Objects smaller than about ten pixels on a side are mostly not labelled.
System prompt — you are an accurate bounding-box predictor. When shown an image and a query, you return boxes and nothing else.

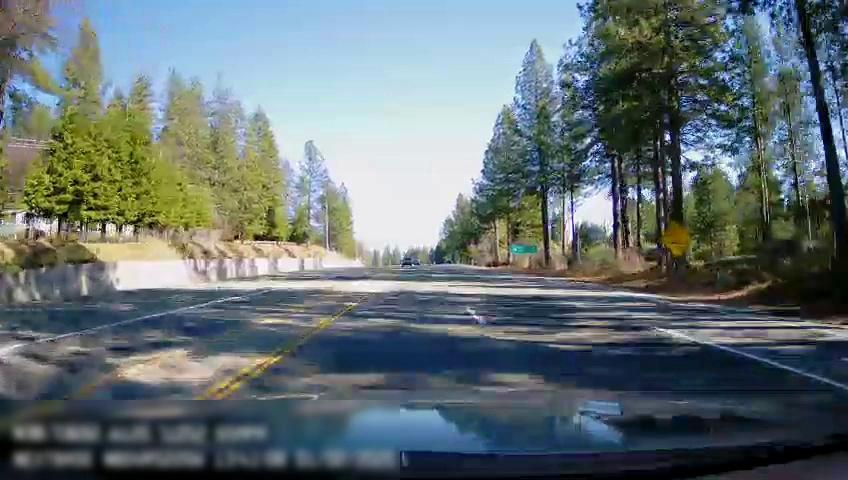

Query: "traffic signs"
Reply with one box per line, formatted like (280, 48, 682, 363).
(661, 220, 691, 258)
(509, 242, 540, 256)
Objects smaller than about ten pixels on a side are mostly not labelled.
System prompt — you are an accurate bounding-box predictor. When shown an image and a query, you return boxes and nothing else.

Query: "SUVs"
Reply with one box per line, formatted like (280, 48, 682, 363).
(400, 255, 413, 266)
